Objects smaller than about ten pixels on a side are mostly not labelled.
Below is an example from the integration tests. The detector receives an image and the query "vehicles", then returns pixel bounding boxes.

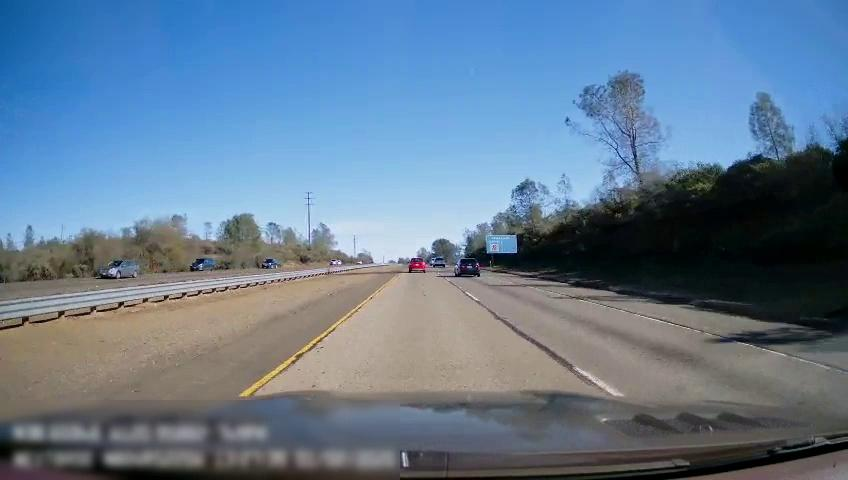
[431,256,446,268]
[261,258,280,269]
[99,260,138,280]
[453,257,481,279]
[329,258,342,266]
[189,258,218,272]
[408,256,428,274]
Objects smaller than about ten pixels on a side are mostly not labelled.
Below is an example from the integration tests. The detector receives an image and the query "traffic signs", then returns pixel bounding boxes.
[487,234,517,254]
